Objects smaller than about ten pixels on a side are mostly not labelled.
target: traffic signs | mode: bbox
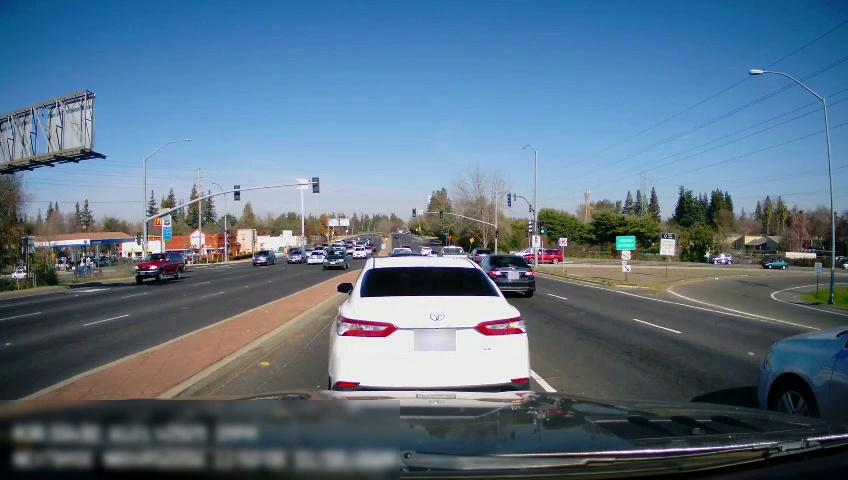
[616,237,637,251]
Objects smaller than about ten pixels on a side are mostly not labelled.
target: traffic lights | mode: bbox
[137,233,143,246]
[312,177,320,193]
[528,223,534,236]
[232,185,241,201]
[538,224,544,236]
[506,195,512,209]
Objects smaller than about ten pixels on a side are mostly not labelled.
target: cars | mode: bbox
[757,328,848,417]
[393,247,418,256]
[327,255,531,392]
[763,259,790,270]
[307,250,325,264]
[478,255,537,297]
[525,247,563,264]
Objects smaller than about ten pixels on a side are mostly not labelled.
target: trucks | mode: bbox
[441,245,468,257]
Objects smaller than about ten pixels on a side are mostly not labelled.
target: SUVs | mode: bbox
[352,249,367,260]
[323,249,350,271]
[134,251,185,284]
[711,253,737,265]
[517,247,544,256]
[473,248,494,258]
[287,247,308,264]
[251,250,276,267]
